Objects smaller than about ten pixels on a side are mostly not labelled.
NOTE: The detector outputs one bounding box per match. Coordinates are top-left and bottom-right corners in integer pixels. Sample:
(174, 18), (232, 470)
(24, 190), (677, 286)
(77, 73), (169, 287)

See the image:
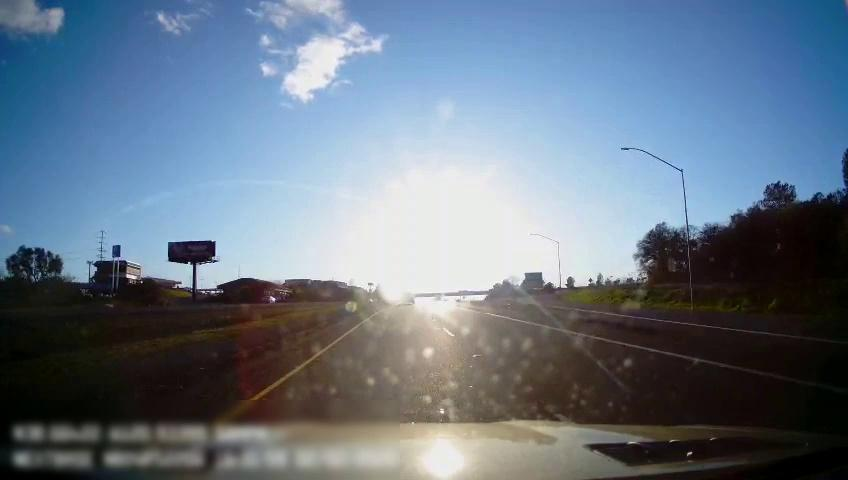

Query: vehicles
(261, 296), (276, 304)
(401, 293), (415, 305)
